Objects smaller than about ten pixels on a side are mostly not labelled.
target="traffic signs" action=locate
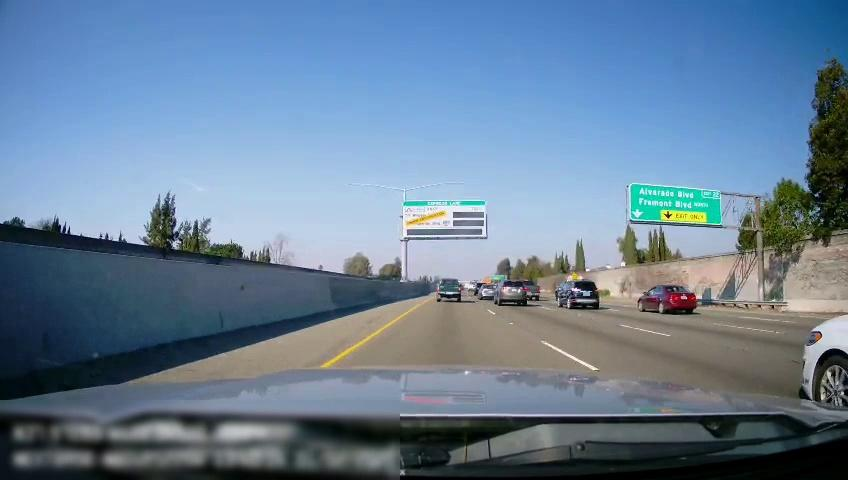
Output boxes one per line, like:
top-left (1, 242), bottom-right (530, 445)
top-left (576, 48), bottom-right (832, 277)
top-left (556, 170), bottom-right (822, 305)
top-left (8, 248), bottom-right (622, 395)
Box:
top-left (629, 182), bottom-right (723, 225)
top-left (402, 198), bottom-right (487, 237)
top-left (491, 274), bottom-right (505, 281)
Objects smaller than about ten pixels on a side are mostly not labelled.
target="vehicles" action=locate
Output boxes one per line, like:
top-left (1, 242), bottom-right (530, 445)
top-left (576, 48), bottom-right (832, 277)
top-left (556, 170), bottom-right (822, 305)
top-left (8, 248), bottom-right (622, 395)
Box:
top-left (800, 312), bottom-right (848, 410)
top-left (518, 279), bottom-right (541, 301)
top-left (553, 275), bottom-right (583, 302)
top-left (436, 279), bottom-right (462, 303)
top-left (637, 284), bottom-right (699, 315)
top-left (473, 282), bottom-right (486, 296)
top-left (492, 280), bottom-right (528, 307)
top-left (478, 284), bottom-right (495, 301)
top-left (555, 280), bottom-right (600, 310)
